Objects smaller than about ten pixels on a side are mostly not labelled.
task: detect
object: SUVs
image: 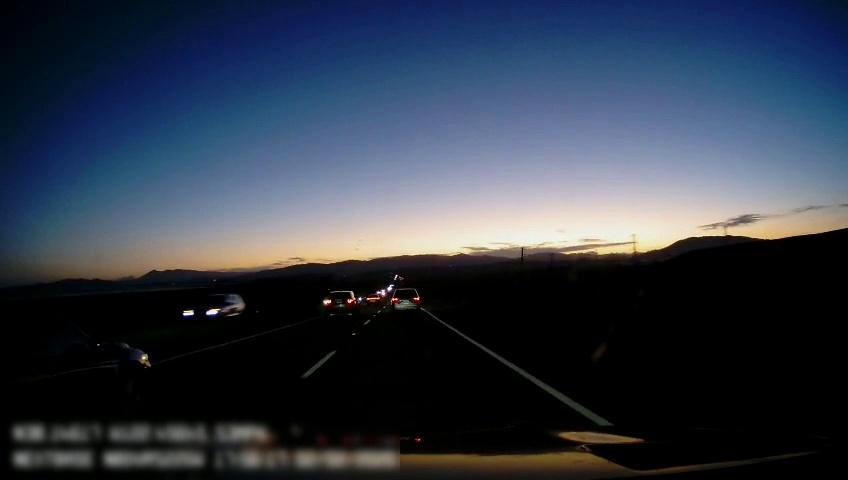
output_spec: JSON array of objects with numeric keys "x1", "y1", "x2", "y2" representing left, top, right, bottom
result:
[
  {"x1": 391, "y1": 288, "x2": 422, "y2": 318},
  {"x1": 322, "y1": 290, "x2": 361, "y2": 321}
]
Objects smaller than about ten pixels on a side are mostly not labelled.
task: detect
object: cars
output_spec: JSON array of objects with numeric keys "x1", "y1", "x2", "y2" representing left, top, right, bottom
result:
[
  {"x1": 181, "y1": 293, "x2": 247, "y2": 322},
  {"x1": 0, "y1": 309, "x2": 154, "y2": 431},
  {"x1": 366, "y1": 294, "x2": 384, "y2": 307}
]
